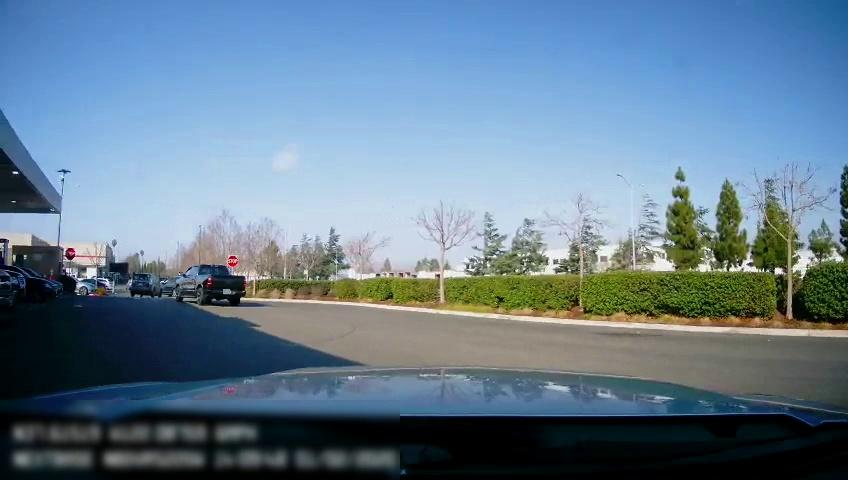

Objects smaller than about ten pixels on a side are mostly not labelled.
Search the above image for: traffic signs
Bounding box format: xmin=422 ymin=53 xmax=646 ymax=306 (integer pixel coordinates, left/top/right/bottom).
xmin=64 ymin=247 xmax=76 ymax=261
xmin=226 ymin=255 xmax=239 ymax=268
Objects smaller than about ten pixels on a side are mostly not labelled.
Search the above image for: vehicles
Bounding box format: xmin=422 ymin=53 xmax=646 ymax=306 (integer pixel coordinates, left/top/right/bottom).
xmin=0 ymin=265 xmax=60 ymax=302
xmin=171 ymin=263 xmax=248 ymax=308
xmin=128 ymin=271 xmax=165 ymax=299
xmin=0 ymin=267 xmax=27 ymax=303
xmin=71 ymin=276 xmax=96 ymax=297
xmin=0 ymin=267 xmax=18 ymax=308
xmin=15 ymin=265 xmax=64 ymax=293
